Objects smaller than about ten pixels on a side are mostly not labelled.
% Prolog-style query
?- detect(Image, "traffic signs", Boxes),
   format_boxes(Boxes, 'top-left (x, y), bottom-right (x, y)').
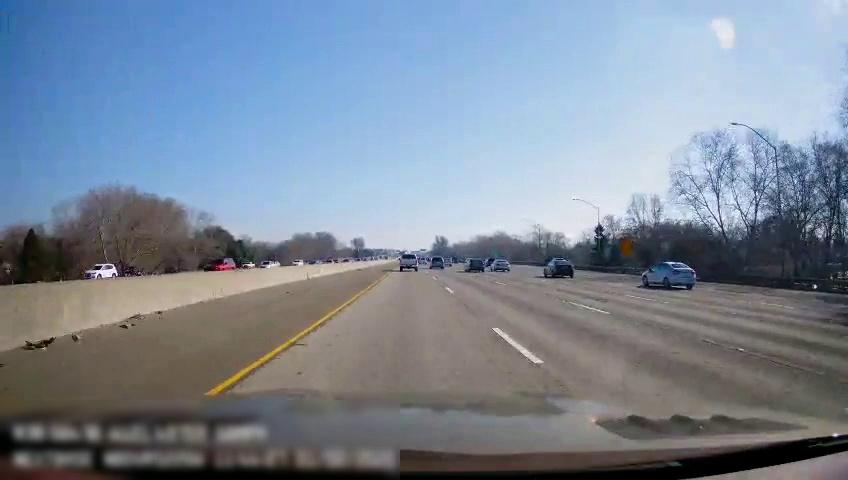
top-left (621, 238), bottom-right (635, 256)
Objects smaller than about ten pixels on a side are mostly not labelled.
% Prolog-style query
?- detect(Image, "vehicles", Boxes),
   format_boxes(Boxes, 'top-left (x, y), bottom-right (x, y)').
top-left (429, 255), bottom-right (445, 269)
top-left (258, 260), bottom-right (281, 269)
top-left (203, 256), bottom-right (237, 272)
top-left (543, 258), bottom-right (575, 279)
top-left (463, 257), bottom-right (485, 273)
top-left (490, 259), bottom-right (510, 273)
top-left (290, 259), bottom-right (304, 267)
top-left (640, 260), bottom-right (697, 291)
top-left (81, 263), bottom-right (119, 281)
top-left (397, 253), bottom-right (421, 272)
top-left (484, 257), bottom-right (496, 268)
top-left (241, 260), bottom-right (256, 270)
